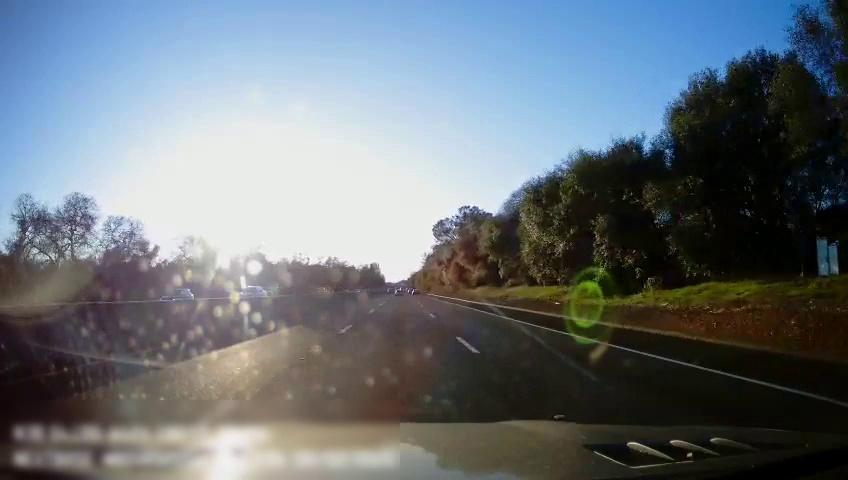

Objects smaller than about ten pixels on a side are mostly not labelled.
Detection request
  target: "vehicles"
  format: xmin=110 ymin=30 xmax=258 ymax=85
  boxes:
xmin=395 ymin=288 xmax=404 ymax=296
xmin=159 ymin=288 xmax=194 ymax=301
xmin=240 ymin=285 xmax=268 ymax=298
